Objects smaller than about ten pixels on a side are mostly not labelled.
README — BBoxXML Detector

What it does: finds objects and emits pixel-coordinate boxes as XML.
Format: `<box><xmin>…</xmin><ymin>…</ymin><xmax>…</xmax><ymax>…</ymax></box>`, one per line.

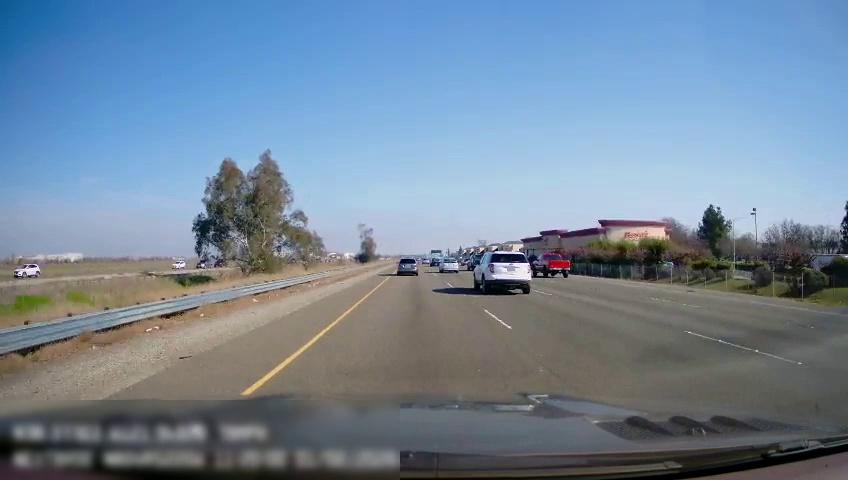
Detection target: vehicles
<box><xmin>531</xmin><ymin>253</ymin><xmax>571</xmax><ymax>279</ymax></box>
<box><xmin>438</xmin><ymin>257</ymin><xmax>459</xmax><ymax>273</ymax></box>
<box><xmin>397</xmin><ymin>258</ymin><xmax>419</xmax><ymax>276</ymax></box>
<box><xmin>195</xmin><ymin>259</ymin><xmax>212</xmax><ymax>269</ymax></box>
<box><xmin>429</xmin><ymin>258</ymin><xmax>441</xmax><ymax>268</ymax></box>
<box><xmin>466</xmin><ymin>254</ymin><xmax>484</xmax><ymax>272</ymax></box>
<box><xmin>460</xmin><ymin>257</ymin><xmax>469</xmax><ymax>266</ymax></box>
<box><xmin>213</xmin><ymin>258</ymin><xmax>230</xmax><ymax>269</ymax></box>
<box><xmin>473</xmin><ymin>251</ymin><xmax>532</xmax><ymax>295</ymax></box>
<box><xmin>12</xmin><ymin>263</ymin><xmax>41</xmax><ymax>280</ymax></box>
<box><xmin>170</xmin><ymin>260</ymin><xmax>186</xmax><ymax>270</ymax></box>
